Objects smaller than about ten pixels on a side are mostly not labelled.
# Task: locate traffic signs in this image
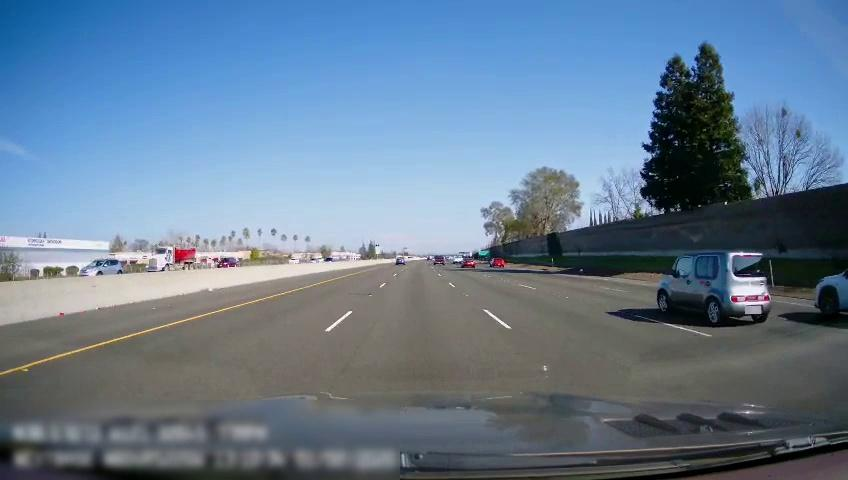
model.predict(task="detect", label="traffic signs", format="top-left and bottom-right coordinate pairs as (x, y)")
top-left (374, 243), bottom-right (382, 255)
top-left (478, 251), bottom-right (490, 256)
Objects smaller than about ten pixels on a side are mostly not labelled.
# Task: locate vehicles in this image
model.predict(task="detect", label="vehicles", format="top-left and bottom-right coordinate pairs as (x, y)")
top-left (76, 258), bottom-right (124, 277)
top-left (145, 246), bottom-right (196, 273)
top-left (216, 257), bottom-right (238, 269)
top-left (488, 258), bottom-right (505, 268)
top-left (655, 250), bottom-right (771, 327)
top-left (432, 254), bottom-right (445, 265)
top-left (396, 255), bottom-right (407, 265)
top-left (323, 258), bottom-right (336, 263)
top-left (460, 257), bottom-right (476, 269)
top-left (815, 269), bottom-right (848, 321)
